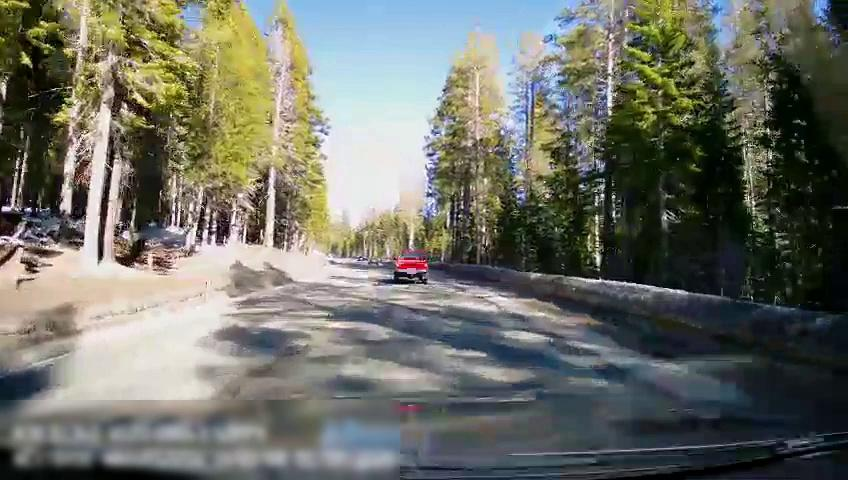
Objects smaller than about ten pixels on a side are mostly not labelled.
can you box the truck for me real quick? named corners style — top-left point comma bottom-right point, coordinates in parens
top-left (392, 251), bottom-right (429, 284)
